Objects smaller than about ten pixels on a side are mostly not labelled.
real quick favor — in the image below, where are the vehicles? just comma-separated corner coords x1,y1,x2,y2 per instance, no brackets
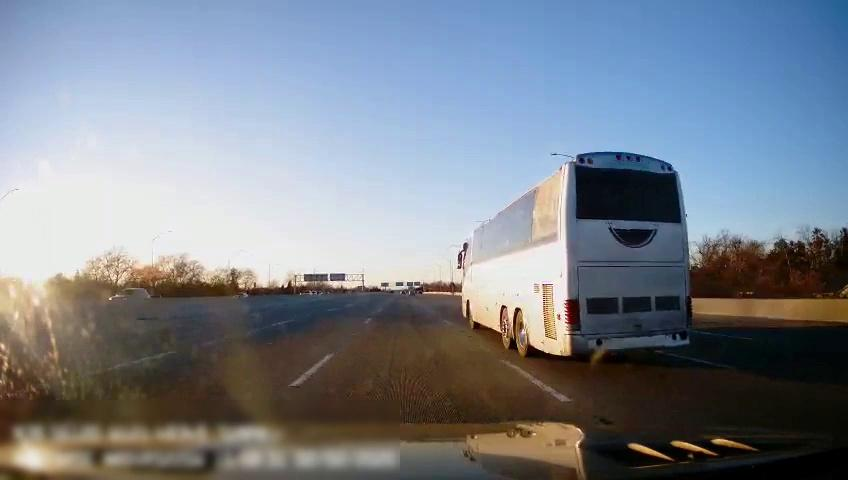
456,151,692,359
232,292,249,300
108,288,151,302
